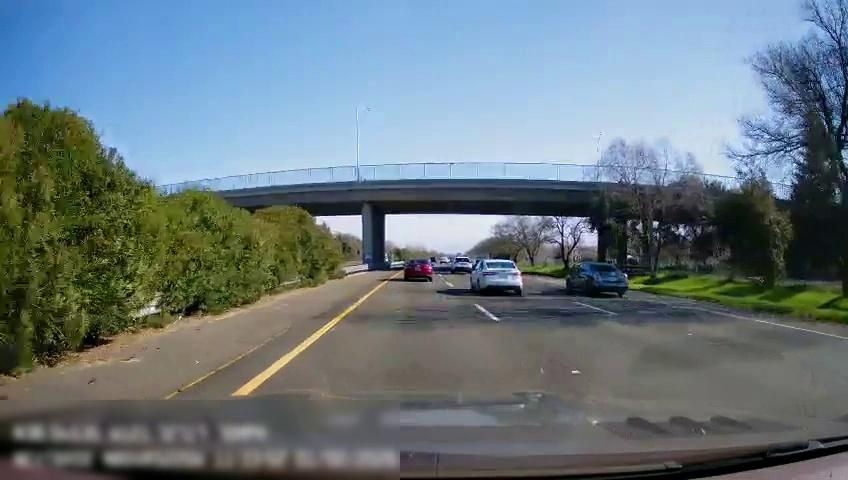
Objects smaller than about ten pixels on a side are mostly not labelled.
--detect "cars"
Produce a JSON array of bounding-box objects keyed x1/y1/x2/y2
[
  {"x1": 450, "y1": 255, "x2": 473, "y2": 272},
  {"x1": 469, "y1": 259, "x2": 523, "y2": 296},
  {"x1": 566, "y1": 261, "x2": 629, "y2": 298},
  {"x1": 404, "y1": 258, "x2": 433, "y2": 281}
]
